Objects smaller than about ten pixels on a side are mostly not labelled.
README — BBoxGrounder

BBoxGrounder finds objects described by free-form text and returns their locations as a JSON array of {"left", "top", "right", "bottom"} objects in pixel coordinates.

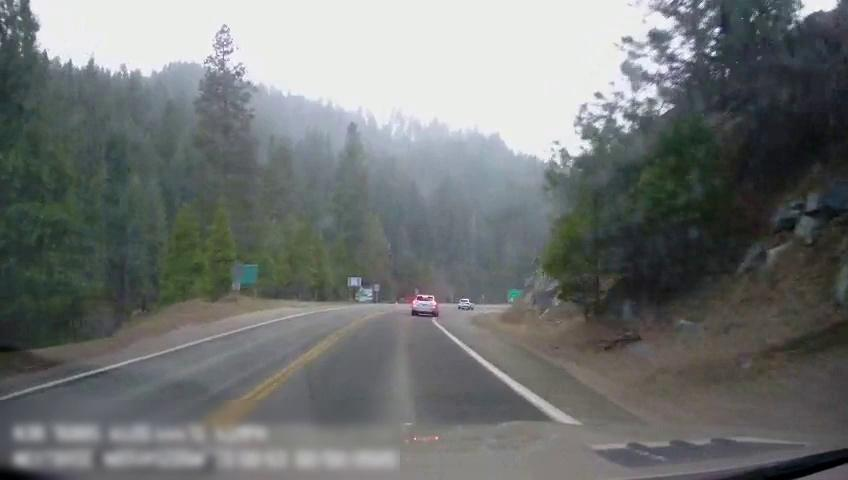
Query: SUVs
[
  {"left": 411, "top": 294, "right": 439, "bottom": 317},
  {"left": 458, "top": 298, "right": 474, "bottom": 310}
]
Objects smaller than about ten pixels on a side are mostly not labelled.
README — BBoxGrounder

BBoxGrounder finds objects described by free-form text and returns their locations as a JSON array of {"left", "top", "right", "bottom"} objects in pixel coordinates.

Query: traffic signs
[{"left": 508, "top": 290, "right": 522, "bottom": 300}]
